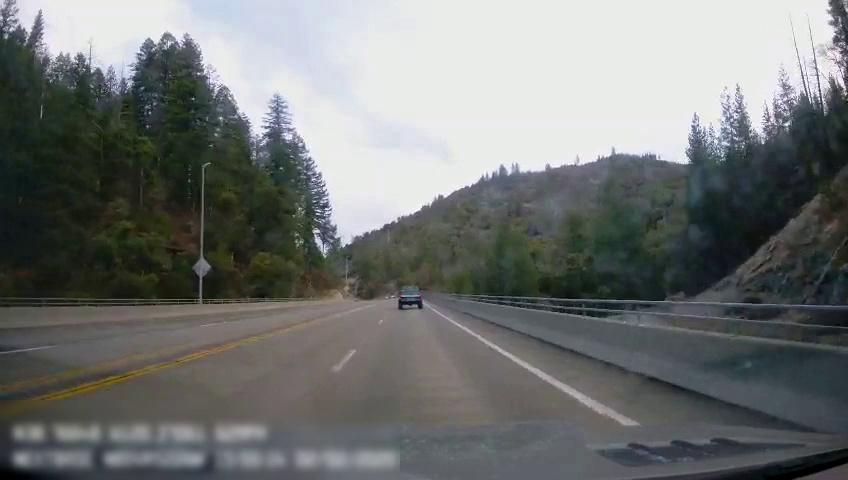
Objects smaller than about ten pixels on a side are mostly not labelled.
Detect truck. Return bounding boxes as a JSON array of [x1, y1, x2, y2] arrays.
[[398, 289, 424, 310]]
